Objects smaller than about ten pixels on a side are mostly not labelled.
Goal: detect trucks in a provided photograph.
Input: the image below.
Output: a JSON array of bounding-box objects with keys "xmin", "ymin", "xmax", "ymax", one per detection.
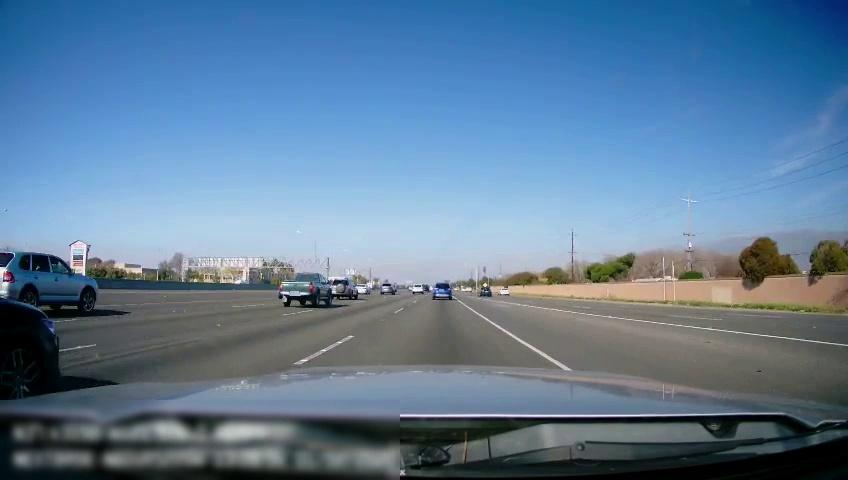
[{"xmin": 278, "ymin": 272, "xmax": 333, "ymax": 308}]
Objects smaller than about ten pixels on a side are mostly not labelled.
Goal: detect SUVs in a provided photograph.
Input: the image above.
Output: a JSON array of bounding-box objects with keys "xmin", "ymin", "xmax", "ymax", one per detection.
[
  {"xmin": 0, "ymin": 251, "xmax": 99, "ymax": 315},
  {"xmin": 380, "ymin": 283, "xmax": 396, "ymax": 296},
  {"xmin": 412, "ymin": 283, "xmax": 425, "ymax": 295},
  {"xmin": 431, "ymin": 282, "xmax": 453, "ymax": 301},
  {"xmin": 330, "ymin": 279, "xmax": 359, "ymax": 301}
]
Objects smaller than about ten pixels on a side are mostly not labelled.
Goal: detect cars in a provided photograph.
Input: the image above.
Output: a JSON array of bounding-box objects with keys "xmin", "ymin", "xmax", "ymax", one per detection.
[
  {"xmin": 477, "ymin": 287, "xmax": 492, "ymax": 297},
  {"xmin": 497, "ymin": 287, "xmax": 510, "ymax": 297},
  {"xmin": 353, "ymin": 283, "xmax": 370, "ymax": 295},
  {"xmin": 0, "ymin": 297, "xmax": 60, "ymax": 401}
]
